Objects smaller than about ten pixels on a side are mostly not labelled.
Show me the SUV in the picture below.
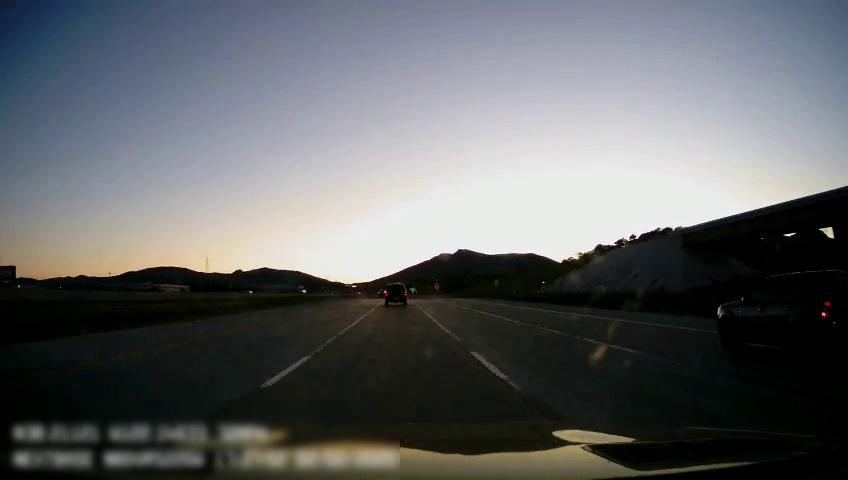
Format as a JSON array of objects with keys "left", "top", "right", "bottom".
[{"left": 715, "top": 267, "right": 848, "bottom": 351}]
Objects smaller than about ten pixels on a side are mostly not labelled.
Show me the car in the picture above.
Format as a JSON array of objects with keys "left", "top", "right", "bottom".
[{"left": 384, "top": 282, "right": 408, "bottom": 307}]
